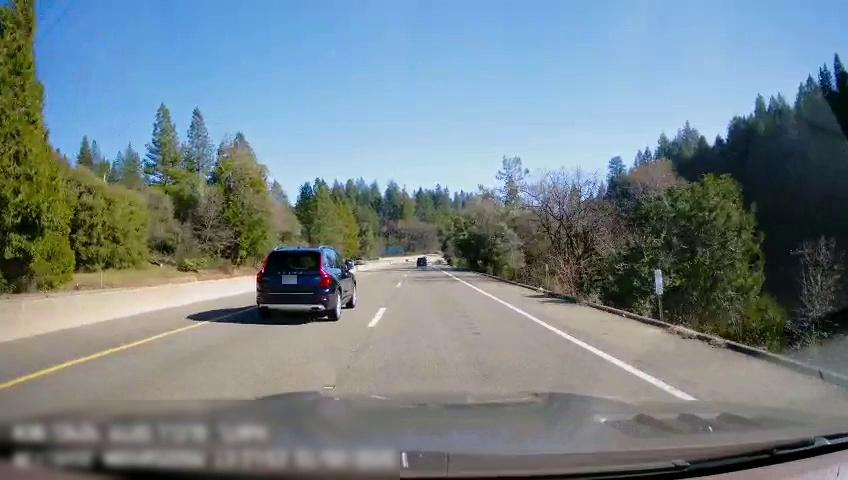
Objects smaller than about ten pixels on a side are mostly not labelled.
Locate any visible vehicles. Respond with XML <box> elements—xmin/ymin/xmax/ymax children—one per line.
<box><xmin>416</xmin><ymin>258</ymin><xmax>428</xmax><ymax>267</ymax></box>
<box><xmin>256</xmin><ymin>245</ymin><xmax>357</xmax><ymax>321</ymax></box>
